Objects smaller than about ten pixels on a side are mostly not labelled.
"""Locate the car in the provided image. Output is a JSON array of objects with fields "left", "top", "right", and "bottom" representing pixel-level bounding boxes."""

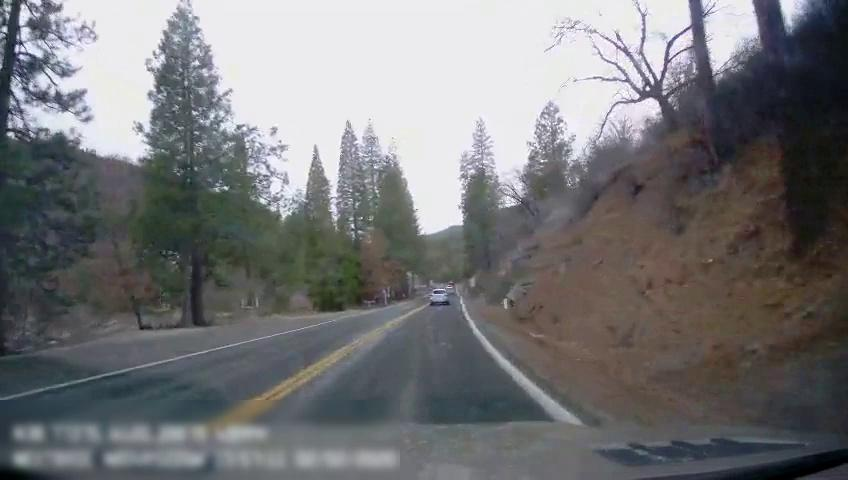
[{"left": 429, "top": 288, "right": 449, "bottom": 305}]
